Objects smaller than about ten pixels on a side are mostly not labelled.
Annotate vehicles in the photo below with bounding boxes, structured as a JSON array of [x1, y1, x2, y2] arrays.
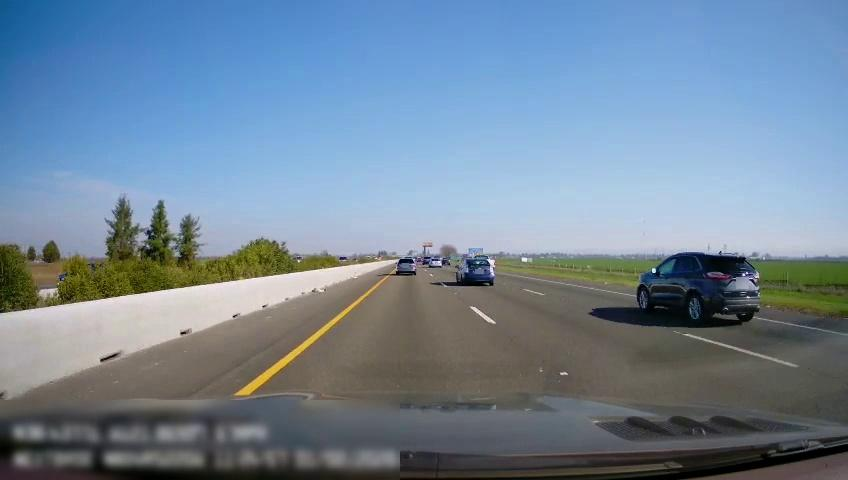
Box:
[[474, 253, 496, 272], [454, 258, 495, 287], [395, 256, 417, 275], [338, 256, 352, 263], [429, 256, 444, 268], [634, 252, 762, 329]]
